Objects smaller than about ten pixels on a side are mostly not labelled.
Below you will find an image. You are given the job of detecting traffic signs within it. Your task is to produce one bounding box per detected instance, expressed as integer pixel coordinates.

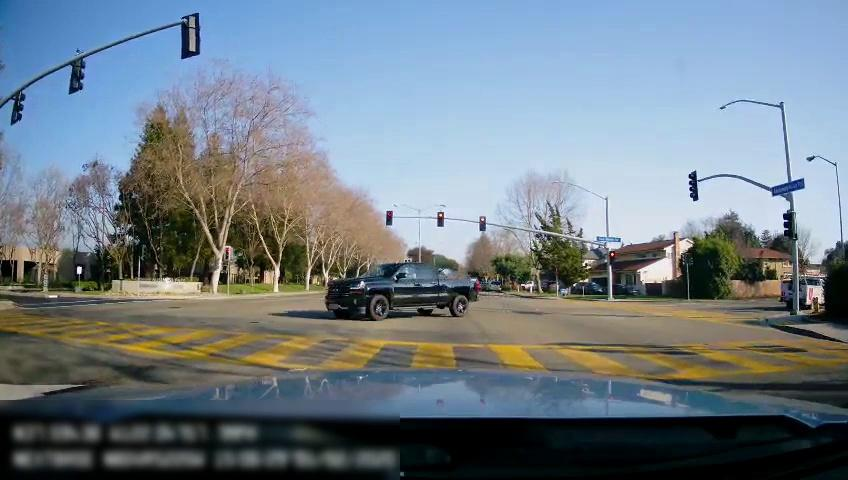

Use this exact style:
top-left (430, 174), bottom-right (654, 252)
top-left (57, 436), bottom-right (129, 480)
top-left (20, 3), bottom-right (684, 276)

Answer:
top-left (403, 257), bottom-right (413, 264)
top-left (596, 236), bottom-right (622, 243)
top-left (772, 177), bottom-right (806, 197)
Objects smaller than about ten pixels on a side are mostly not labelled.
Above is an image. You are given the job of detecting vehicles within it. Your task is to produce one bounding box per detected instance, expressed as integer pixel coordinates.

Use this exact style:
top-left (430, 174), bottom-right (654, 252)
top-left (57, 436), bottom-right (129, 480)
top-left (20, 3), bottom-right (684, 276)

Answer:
top-left (573, 281), bottom-right (603, 296)
top-left (485, 280), bottom-right (502, 293)
top-left (519, 280), bottom-right (545, 292)
top-left (604, 283), bottom-right (639, 296)
top-left (541, 280), bottom-right (559, 294)
top-left (323, 262), bottom-right (481, 322)
top-left (778, 274), bottom-right (828, 311)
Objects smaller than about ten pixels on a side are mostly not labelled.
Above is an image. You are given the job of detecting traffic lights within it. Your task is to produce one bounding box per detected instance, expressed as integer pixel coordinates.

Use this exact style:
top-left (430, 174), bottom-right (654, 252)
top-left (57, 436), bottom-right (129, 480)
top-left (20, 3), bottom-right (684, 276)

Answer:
top-left (609, 250), bottom-right (617, 266)
top-left (180, 11), bottom-right (201, 60)
top-left (436, 211), bottom-right (445, 228)
top-left (679, 252), bottom-right (686, 267)
top-left (783, 209), bottom-right (797, 238)
top-left (688, 169), bottom-right (699, 202)
top-left (68, 51), bottom-right (86, 95)
top-left (10, 89), bottom-right (26, 126)
top-left (223, 245), bottom-right (232, 262)
top-left (479, 215), bottom-right (487, 232)
top-left (687, 253), bottom-right (694, 267)
top-left (385, 210), bottom-right (394, 227)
